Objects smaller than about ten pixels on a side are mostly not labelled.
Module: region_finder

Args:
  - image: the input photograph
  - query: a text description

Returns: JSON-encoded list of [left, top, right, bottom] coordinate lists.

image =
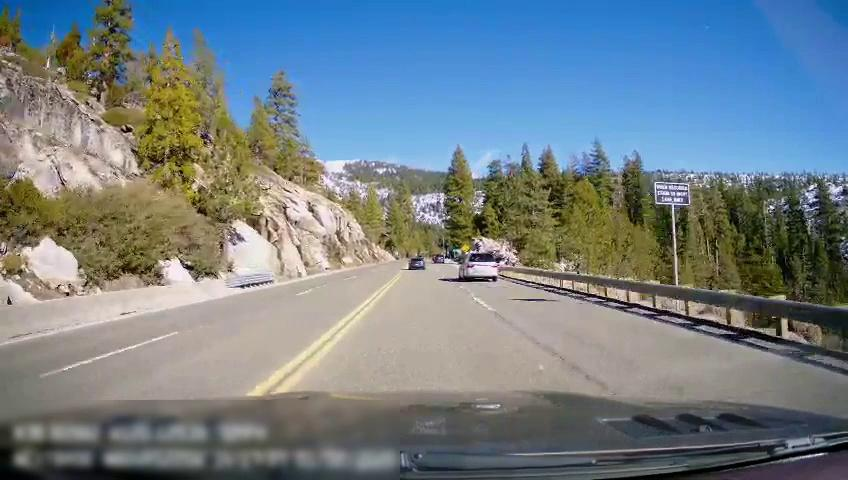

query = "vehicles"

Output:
[[433, 254, 445, 264], [458, 250, 499, 282], [408, 257, 426, 271]]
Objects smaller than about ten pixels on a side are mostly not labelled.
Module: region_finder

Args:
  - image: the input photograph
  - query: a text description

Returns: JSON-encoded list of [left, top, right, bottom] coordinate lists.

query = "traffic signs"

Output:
[[653, 181, 691, 206]]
